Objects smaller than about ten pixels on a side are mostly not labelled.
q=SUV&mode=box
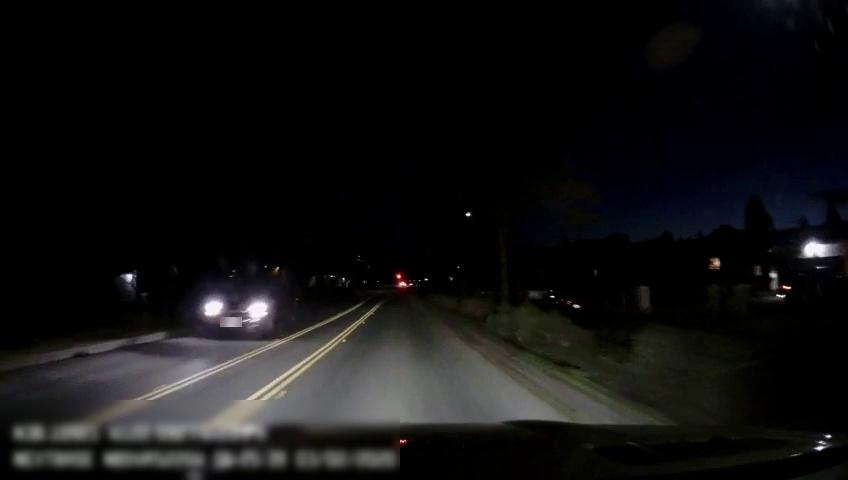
[196,271,300,339]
